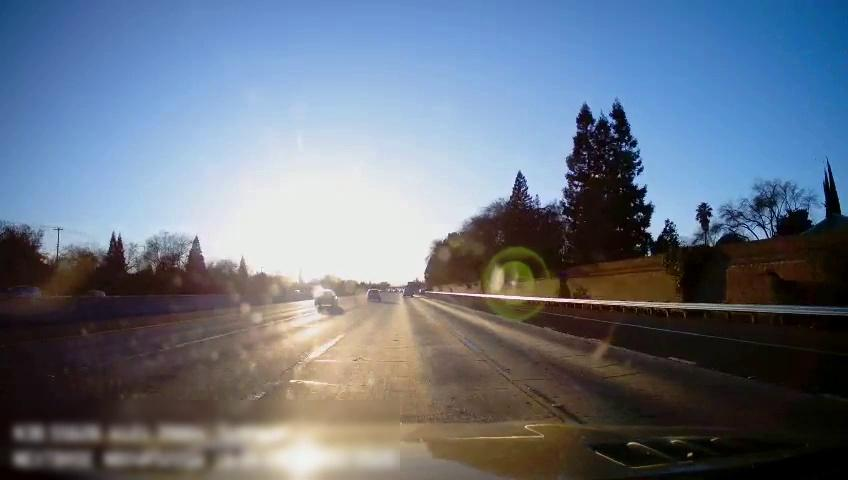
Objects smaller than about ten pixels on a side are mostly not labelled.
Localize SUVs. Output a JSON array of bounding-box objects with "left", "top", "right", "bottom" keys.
[
  {"left": 313, "top": 288, "right": 339, "bottom": 309},
  {"left": 76, "top": 290, "right": 107, "bottom": 298},
  {"left": 365, "top": 288, "right": 383, "bottom": 303},
  {"left": 1, "top": 285, "right": 42, "bottom": 298}
]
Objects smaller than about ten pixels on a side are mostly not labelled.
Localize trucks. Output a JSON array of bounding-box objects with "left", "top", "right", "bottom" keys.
[{"left": 403, "top": 286, "right": 415, "bottom": 297}]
